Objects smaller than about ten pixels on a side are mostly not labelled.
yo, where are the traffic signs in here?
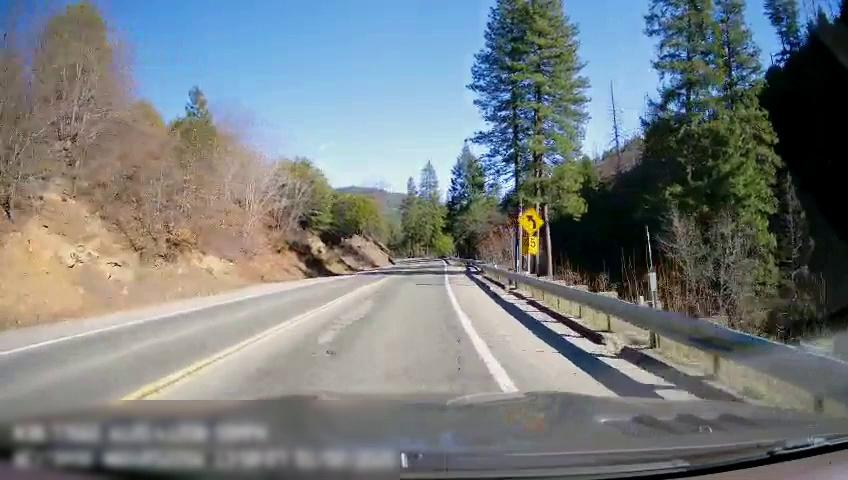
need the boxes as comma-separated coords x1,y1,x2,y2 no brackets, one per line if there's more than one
525,237,540,255
518,207,544,236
